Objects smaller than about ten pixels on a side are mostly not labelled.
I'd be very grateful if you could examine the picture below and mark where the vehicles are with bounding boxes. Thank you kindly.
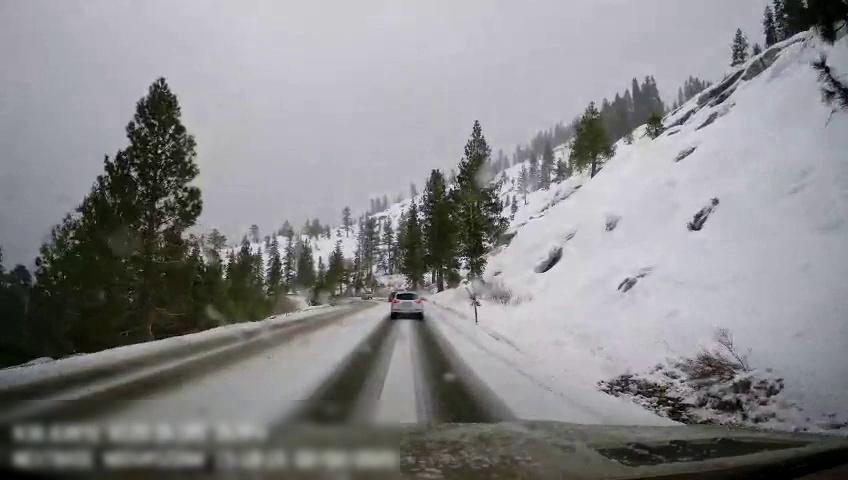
[390,292,425,320]
[361,290,372,300]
